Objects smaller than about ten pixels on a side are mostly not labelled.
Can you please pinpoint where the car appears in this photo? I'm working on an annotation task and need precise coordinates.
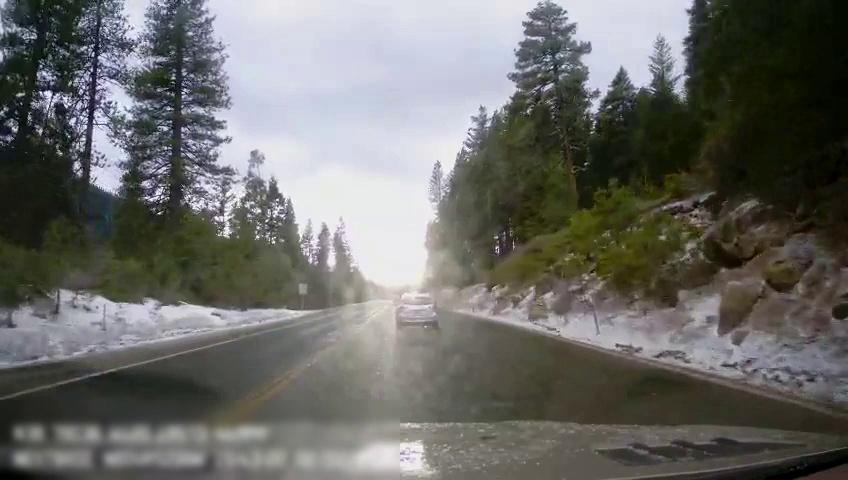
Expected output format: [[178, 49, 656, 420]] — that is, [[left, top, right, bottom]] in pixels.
[[395, 291, 439, 330]]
